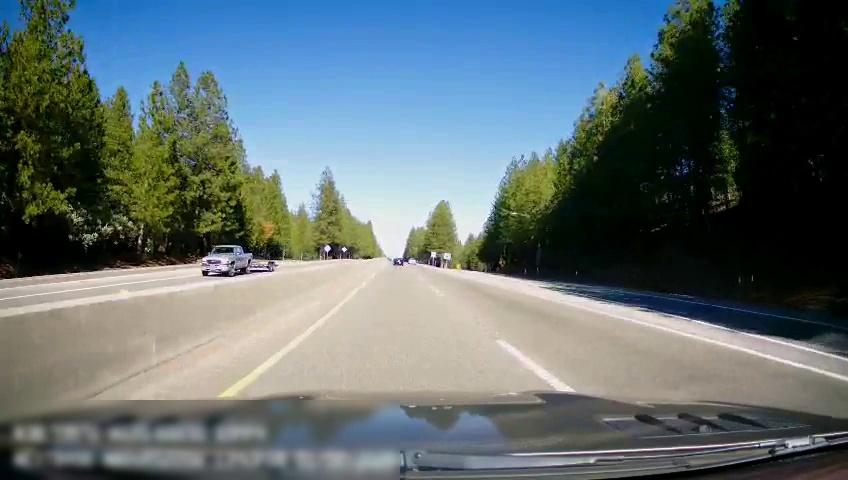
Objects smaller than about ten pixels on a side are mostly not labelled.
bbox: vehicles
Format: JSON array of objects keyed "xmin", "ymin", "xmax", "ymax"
[
  {"xmin": 392, "ymin": 257, "xmax": 404, "ymax": 267},
  {"xmin": 199, "ymin": 245, "xmax": 279, "ymax": 278}
]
